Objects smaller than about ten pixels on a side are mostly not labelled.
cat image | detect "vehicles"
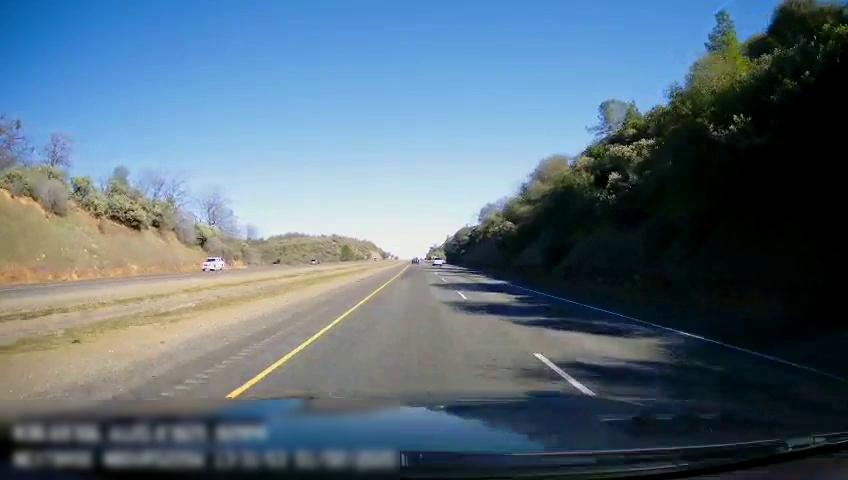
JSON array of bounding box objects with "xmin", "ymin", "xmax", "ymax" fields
[
  {"xmin": 432, "ymin": 258, "xmax": 443, "ymax": 267},
  {"xmin": 200, "ymin": 257, "xmax": 225, "ymax": 272}
]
